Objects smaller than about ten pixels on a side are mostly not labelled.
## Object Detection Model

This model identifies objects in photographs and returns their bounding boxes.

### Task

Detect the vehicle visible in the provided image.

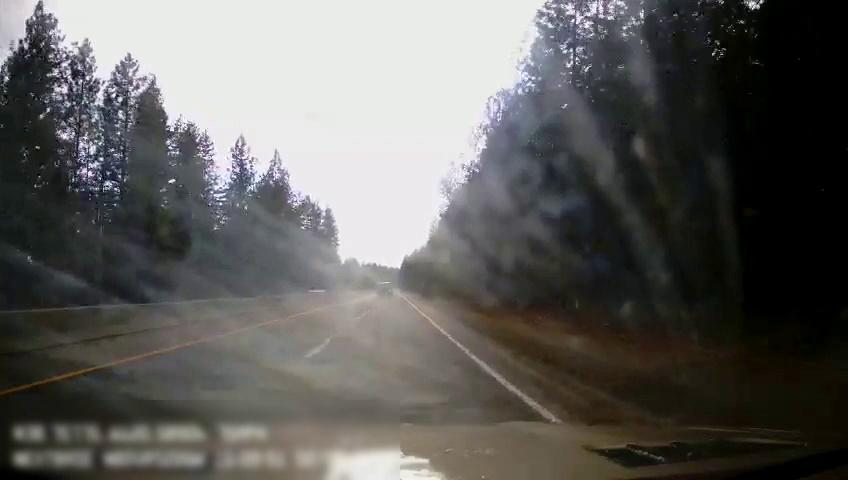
[377,281,393,297]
